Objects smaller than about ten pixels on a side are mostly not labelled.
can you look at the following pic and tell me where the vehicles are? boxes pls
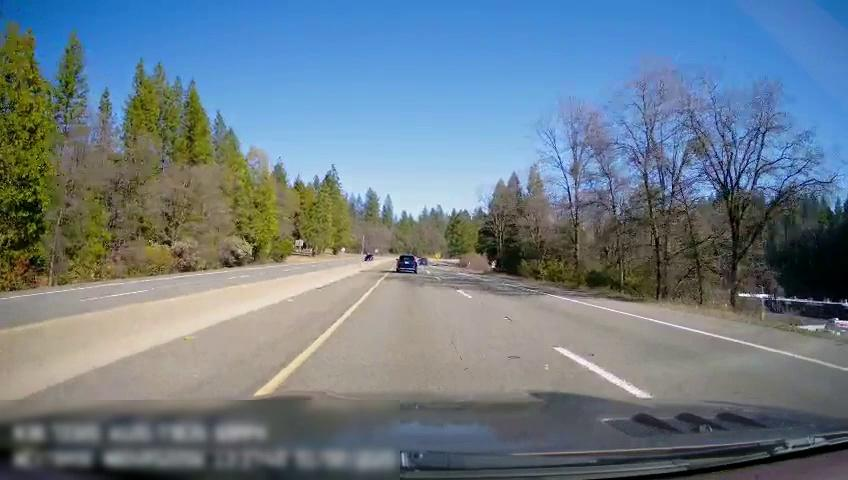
[395,254,418,274]
[364,253,375,261]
